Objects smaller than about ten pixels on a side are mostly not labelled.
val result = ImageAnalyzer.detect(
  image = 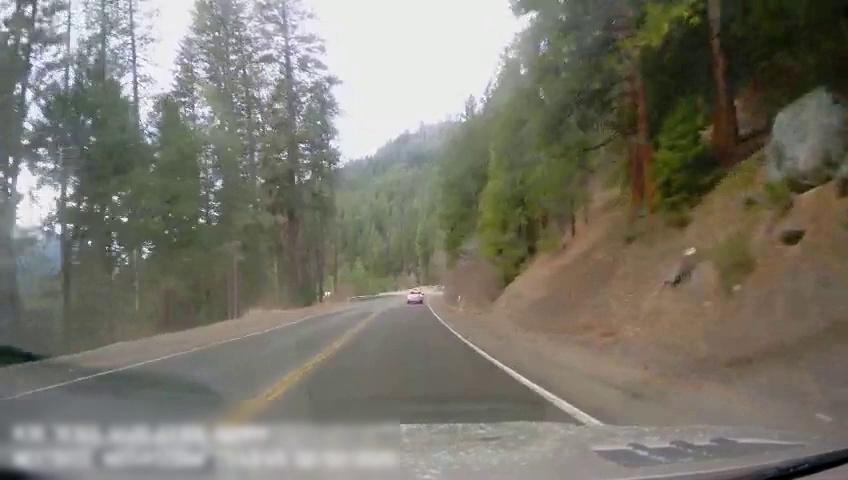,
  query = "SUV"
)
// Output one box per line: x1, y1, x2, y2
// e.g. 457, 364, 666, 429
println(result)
407, 290, 424, 304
